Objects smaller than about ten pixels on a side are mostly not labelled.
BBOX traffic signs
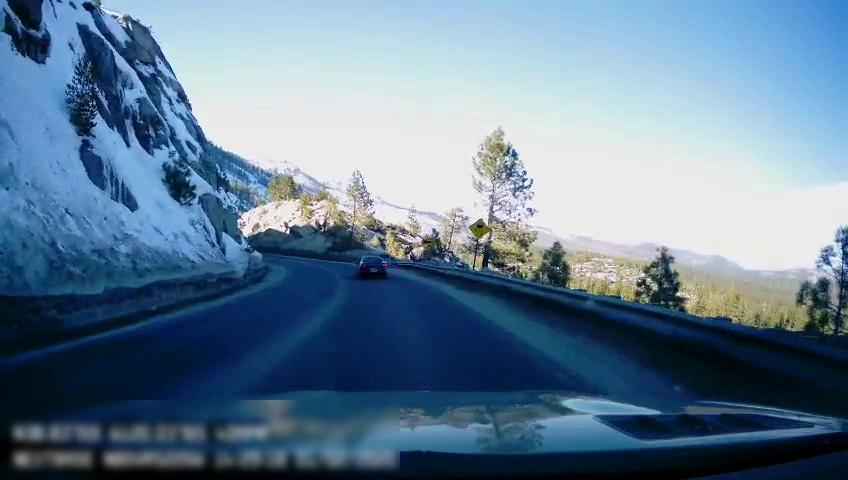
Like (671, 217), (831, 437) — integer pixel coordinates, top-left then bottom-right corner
(469, 217), (490, 240)
(420, 239), (433, 246)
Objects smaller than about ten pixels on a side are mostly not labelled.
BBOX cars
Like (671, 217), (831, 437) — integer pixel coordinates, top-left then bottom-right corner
(358, 255), (388, 279)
